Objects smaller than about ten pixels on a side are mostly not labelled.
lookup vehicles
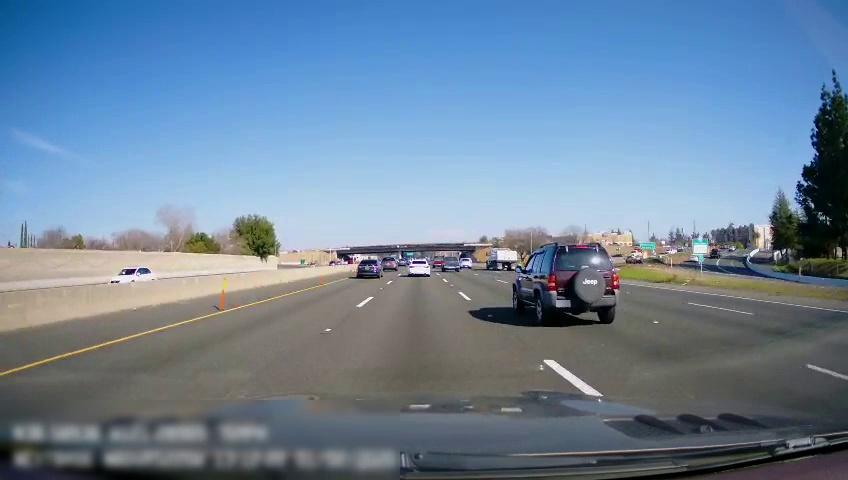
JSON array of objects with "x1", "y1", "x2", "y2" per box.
[
  {"x1": 431, "y1": 258, "x2": 445, "y2": 269},
  {"x1": 441, "y1": 256, "x2": 460, "y2": 272},
  {"x1": 380, "y1": 257, "x2": 398, "y2": 272},
  {"x1": 407, "y1": 258, "x2": 431, "y2": 278},
  {"x1": 485, "y1": 247, "x2": 518, "y2": 272},
  {"x1": 511, "y1": 241, "x2": 620, "y2": 325},
  {"x1": 108, "y1": 266, "x2": 159, "y2": 285},
  {"x1": 709, "y1": 248, "x2": 721, "y2": 260},
  {"x1": 356, "y1": 259, "x2": 384, "y2": 280},
  {"x1": 459, "y1": 257, "x2": 473, "y2": 271}
]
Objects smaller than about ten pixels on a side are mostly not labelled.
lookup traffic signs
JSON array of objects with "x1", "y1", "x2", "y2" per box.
[
  {"x1": 691, "y1": 239, "x2": 708, "y2": 255},
  {"x1": 639, "y1": 242, "x2": 656, "y2": 251}
]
